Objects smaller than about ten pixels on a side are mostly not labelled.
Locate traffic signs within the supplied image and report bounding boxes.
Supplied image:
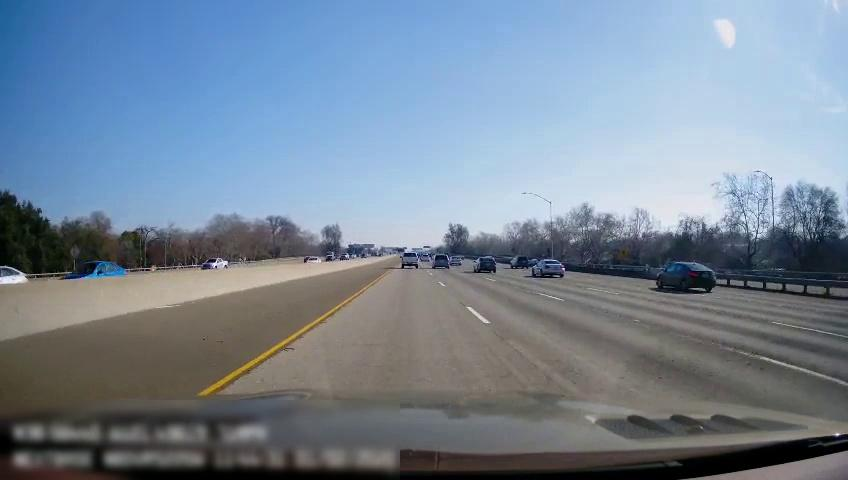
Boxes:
[351,243,374,249]
[69,246,80,259]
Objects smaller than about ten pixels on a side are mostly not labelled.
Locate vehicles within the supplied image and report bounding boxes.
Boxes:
[200,257,229,271]
[58,260,128,281]
[399,252,420,269]
[304,256,322,265]
[325,255,336,262]
[531,258,565,279]
[472,256,497,274]
[447,255,462,266]
[431,254,450,270]
[656,262,717,294]
[0,265,32,286]
[509,255,529,270]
